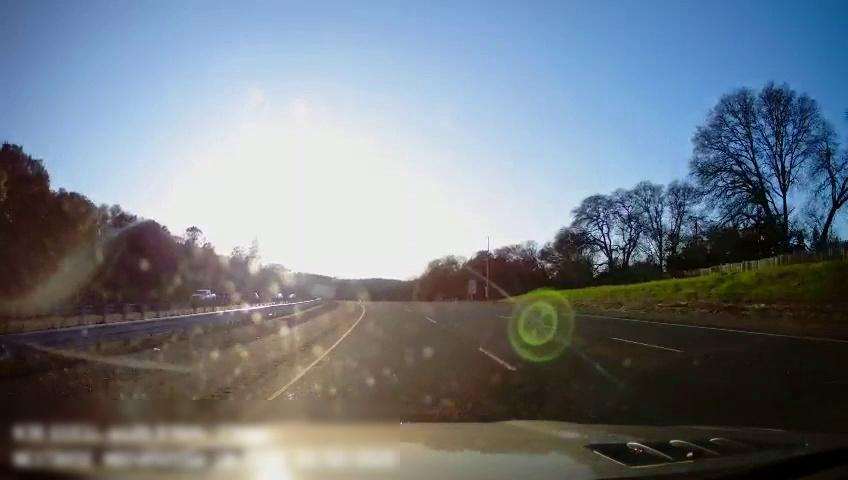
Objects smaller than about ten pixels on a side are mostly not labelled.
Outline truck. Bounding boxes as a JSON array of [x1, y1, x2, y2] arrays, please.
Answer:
[[190, 289, 217, 304]]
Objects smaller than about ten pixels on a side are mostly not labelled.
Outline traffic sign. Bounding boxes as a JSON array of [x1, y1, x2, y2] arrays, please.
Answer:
[[469, 280, 476, 294]]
